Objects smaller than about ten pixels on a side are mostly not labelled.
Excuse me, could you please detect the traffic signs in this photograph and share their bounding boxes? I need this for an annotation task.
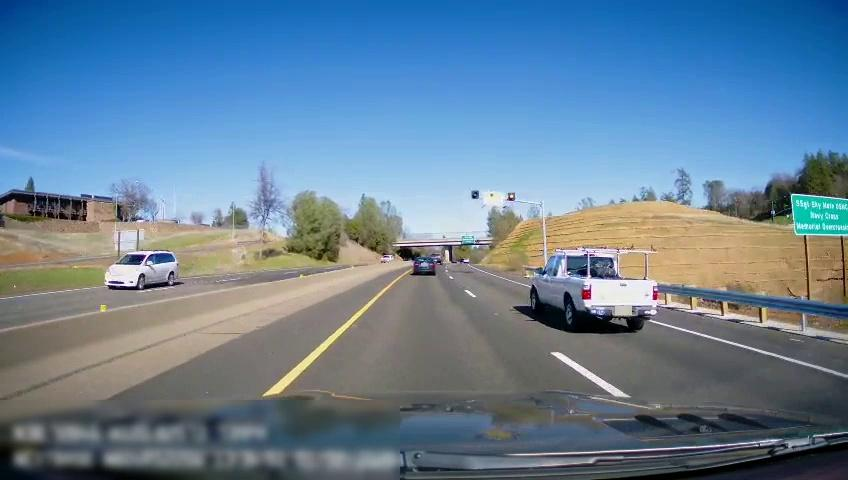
[791,193,848,237]
[461,236,477,245]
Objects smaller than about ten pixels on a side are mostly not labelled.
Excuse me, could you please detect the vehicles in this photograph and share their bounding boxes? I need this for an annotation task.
[104,251,178,291]
[380,255,394,263]
[528,251,658,332]
[413,256,437,276]
[431,253,445,266]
